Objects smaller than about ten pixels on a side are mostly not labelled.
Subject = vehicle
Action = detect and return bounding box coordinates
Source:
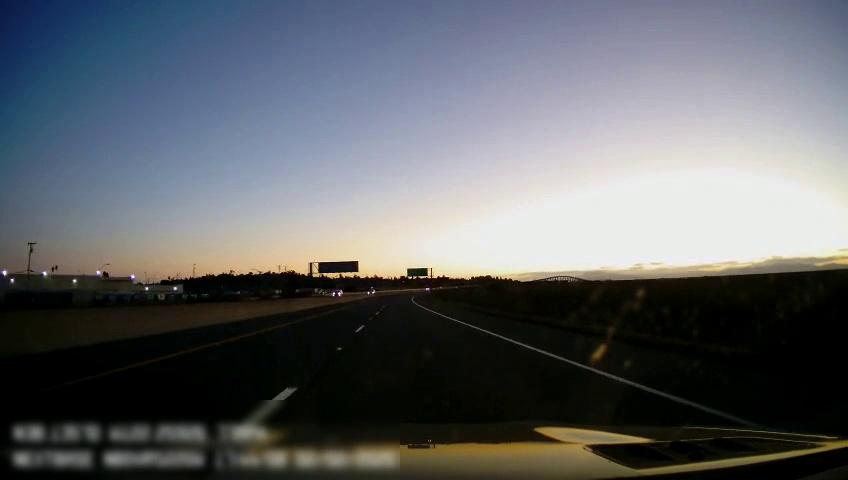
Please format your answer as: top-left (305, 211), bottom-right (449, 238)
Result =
top-left (332, 289), bottom-right (344, 296)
